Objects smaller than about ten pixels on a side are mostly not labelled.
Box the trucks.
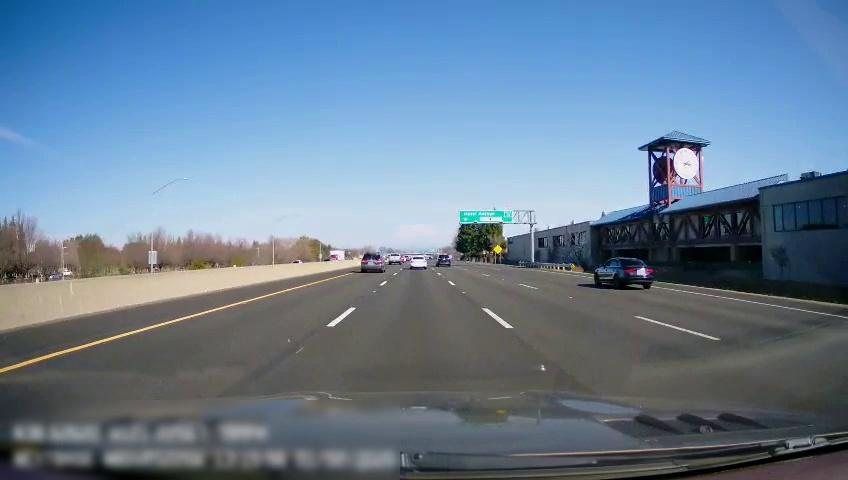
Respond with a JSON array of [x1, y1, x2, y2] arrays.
[[327, 250, 346, 262], [388, 253, 402, 266]]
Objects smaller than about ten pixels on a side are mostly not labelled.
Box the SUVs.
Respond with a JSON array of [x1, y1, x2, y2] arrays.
[[360, 253, 386, 273], [436, 255, 451, 267]]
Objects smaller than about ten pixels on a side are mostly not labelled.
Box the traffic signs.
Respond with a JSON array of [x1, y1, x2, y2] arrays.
[[492, 244, 504, 255], [458, 209, 514, 224]]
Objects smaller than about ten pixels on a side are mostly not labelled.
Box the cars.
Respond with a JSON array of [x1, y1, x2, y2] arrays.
[[593, 257, 655, 291], [410, 256, 427, 269]]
